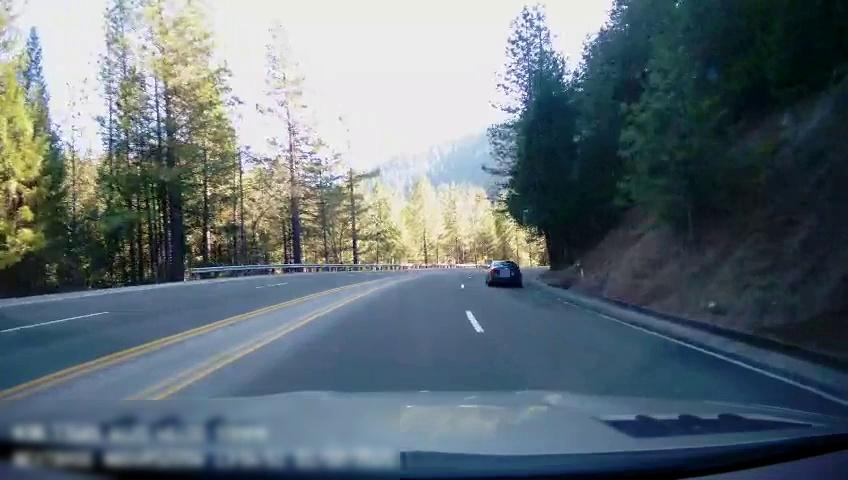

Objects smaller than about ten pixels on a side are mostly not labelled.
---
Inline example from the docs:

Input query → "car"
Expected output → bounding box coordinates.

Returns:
[487,260,522,288]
